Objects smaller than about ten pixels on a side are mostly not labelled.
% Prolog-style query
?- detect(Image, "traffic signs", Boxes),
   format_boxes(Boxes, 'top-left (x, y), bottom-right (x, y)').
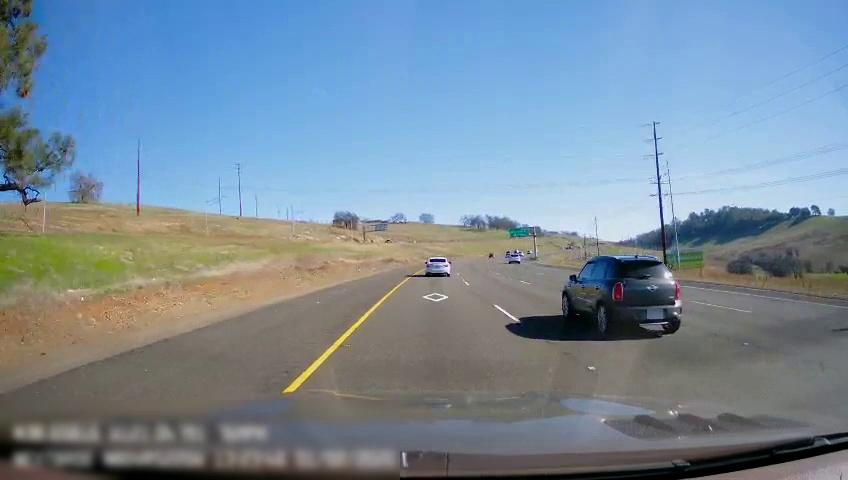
top-left (508, 227), bottom-right (530, 239)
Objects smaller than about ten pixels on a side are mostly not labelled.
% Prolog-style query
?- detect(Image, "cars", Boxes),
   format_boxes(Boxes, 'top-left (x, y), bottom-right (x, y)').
top-left (560, 253), bottom-right (683, 339)
top-left (508, 253), bottom-right (521, 264)
top-left (424, 257), bottom-right (450, 277)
